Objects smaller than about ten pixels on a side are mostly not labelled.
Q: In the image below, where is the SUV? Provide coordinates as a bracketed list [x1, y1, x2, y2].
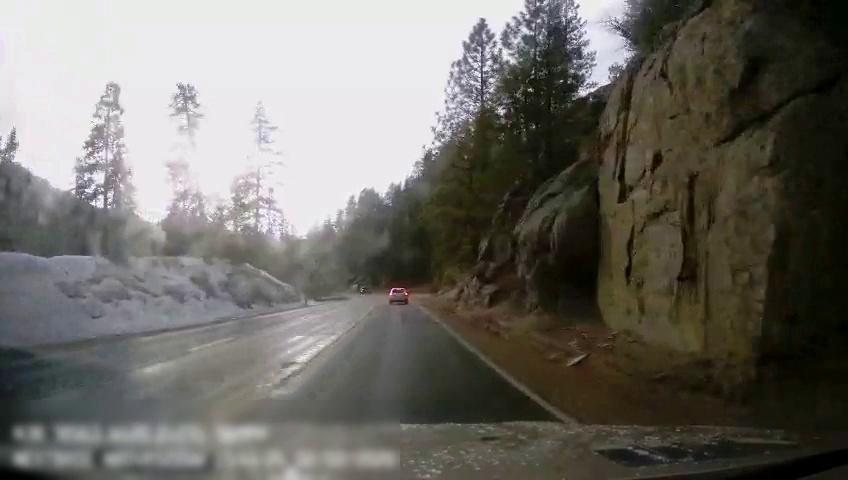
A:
[388, 287, 409, 304]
